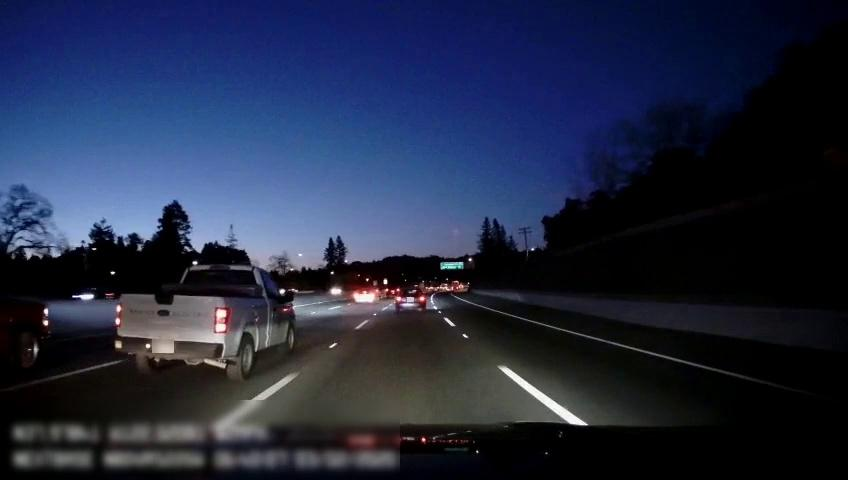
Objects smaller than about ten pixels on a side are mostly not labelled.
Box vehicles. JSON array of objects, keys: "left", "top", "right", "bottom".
[
  {"left": 354, "top": 288, "right": 379, "bottom": 304},
  {"left": 71, "top": 288, "right": 115, "bottom": 301},
  {"left": 0, "top": 295, "right": 51, "bottom": 373},
  {"left": 395, "top": 288, "right": 426, "bottom": 312},
  {"left": 114, "top": 264, "right": 297, "bottom": 383},
  {"left": 386, "top": 285, "right": 402, "bottom": 299}
]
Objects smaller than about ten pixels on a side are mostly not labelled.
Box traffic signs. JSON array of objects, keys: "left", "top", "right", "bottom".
[{"left": 440, "top": 262, "right": 464, "bottom": 270}]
